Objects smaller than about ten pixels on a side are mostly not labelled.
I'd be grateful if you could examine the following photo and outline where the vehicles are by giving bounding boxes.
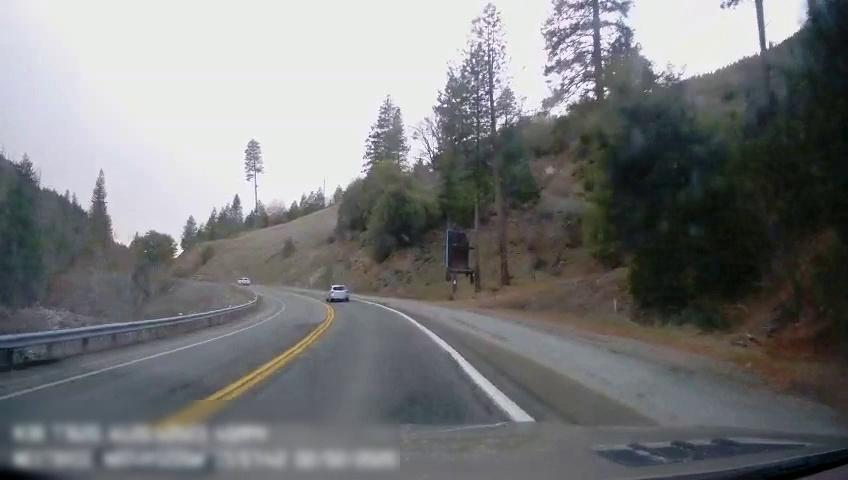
[326,284,349,303]
[237,277,251,287]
